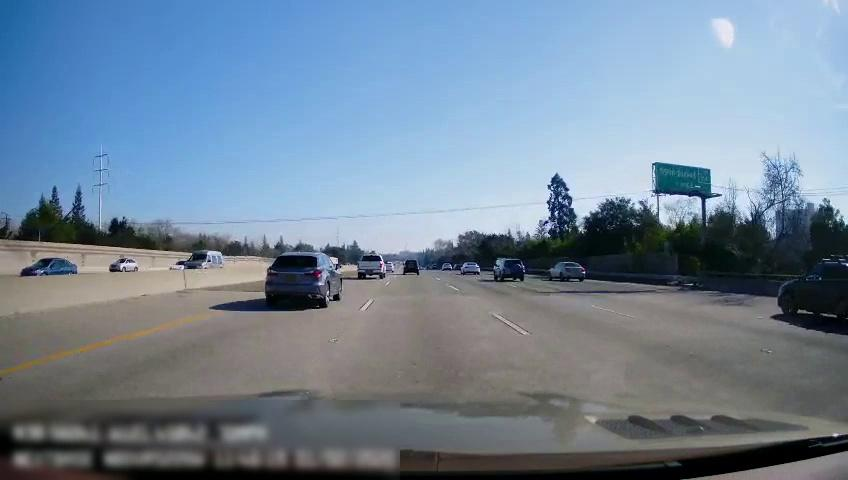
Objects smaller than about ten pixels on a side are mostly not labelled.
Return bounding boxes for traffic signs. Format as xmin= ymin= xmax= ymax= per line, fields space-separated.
xmin=653 ymin=161 xmax=712 ymax=194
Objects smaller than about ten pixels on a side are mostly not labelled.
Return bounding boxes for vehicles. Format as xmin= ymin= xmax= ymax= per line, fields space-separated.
xmin=402 ymin=259 xmax=421 ymax=276
xmin=19 ymin=257 xmax=79 ymax=278
xmin=382 ymin=261 xmax=395 ymax=273
xmin=357 ymin=254 xmax=389 ymax=280
xmin=183 ymin=249 xmax=225 ymax=270
xmin=493 ymin=258 xmax=526 ymax=282
xmin=108 ymin=257 xmax=141 ymax=273
xmin=547 ymin=261 xmax=587 ymax=282
xmin=775 ymin=253 xmax=848 ymax=322
xmin=460 ymin=261 xmax=481 ymax=276
xmin=492 ymin=257 xmax=507 ymax=272
xmin=441 ymin=262 xmax=453 ymax=272
xmin=169 ymin=260 xmax=192 ymax=271
xmin=263 ymin=250 xmax=344 ymax=308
